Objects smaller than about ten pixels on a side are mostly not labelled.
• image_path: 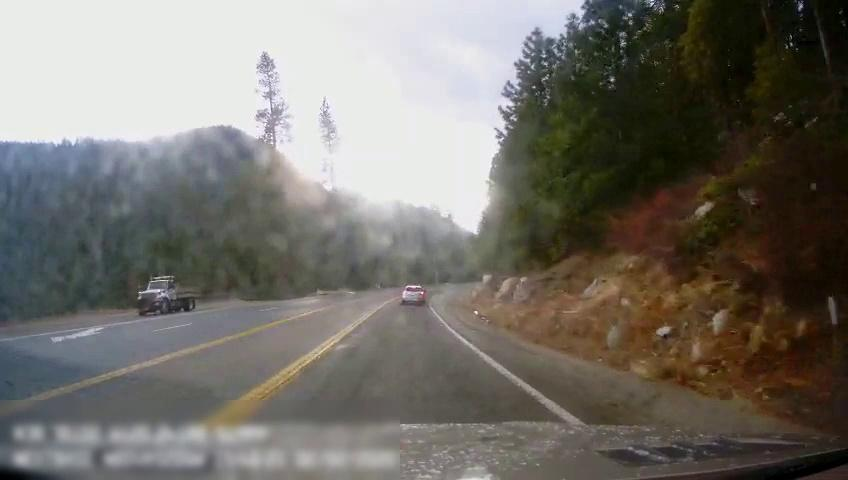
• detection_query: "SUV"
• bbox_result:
[401,284,425,304]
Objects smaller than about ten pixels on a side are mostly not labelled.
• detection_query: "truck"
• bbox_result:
[137,276,202,316]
